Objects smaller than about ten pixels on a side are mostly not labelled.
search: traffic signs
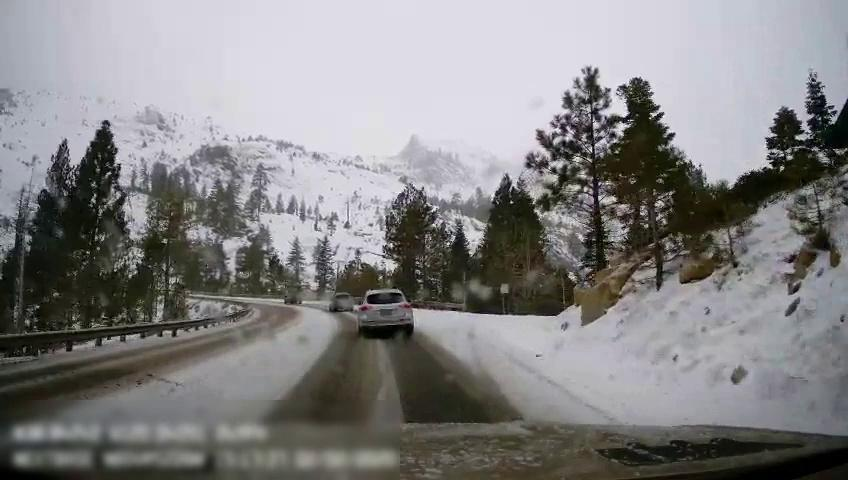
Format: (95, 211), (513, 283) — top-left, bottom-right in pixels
(500, 283), (510, 294)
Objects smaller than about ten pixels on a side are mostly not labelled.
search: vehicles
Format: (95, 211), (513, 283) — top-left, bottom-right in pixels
(358, 288), (414, 335)
(329, 292), (354, 312)
(284, 291), (302, 305)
